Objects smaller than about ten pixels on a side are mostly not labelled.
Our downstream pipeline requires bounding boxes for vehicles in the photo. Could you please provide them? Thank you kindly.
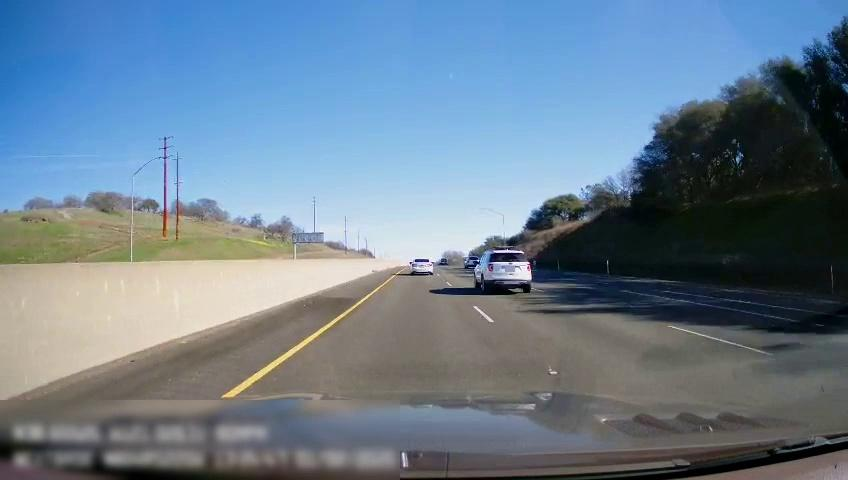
[436,258,449,267]
[474,249,532,296]
[409,258,433,275]
[462,255,480,270]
